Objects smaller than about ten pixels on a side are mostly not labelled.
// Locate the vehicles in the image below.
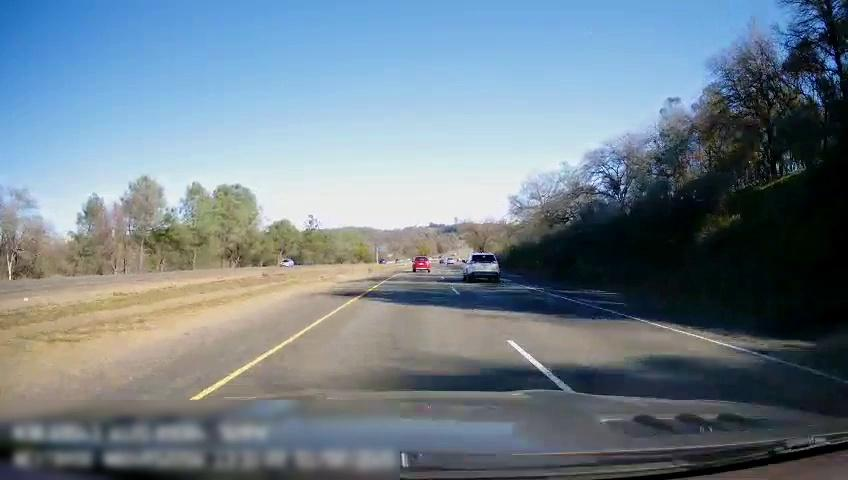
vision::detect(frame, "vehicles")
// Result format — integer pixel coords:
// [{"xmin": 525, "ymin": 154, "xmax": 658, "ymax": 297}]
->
[
  {"xmin": 279, "ymin": 258, "xmax": 295, "ymax": 267},
  {"xmin": 462, "ymin": 252, "xmax": 500, "ymax": 283},
  {"xmin": 446, "ymin": 257, "xmax": 456, "ymax": 265},
  {"xmin": 416, "ymin": 256, "xmax": 435, "ymax": 273}
]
